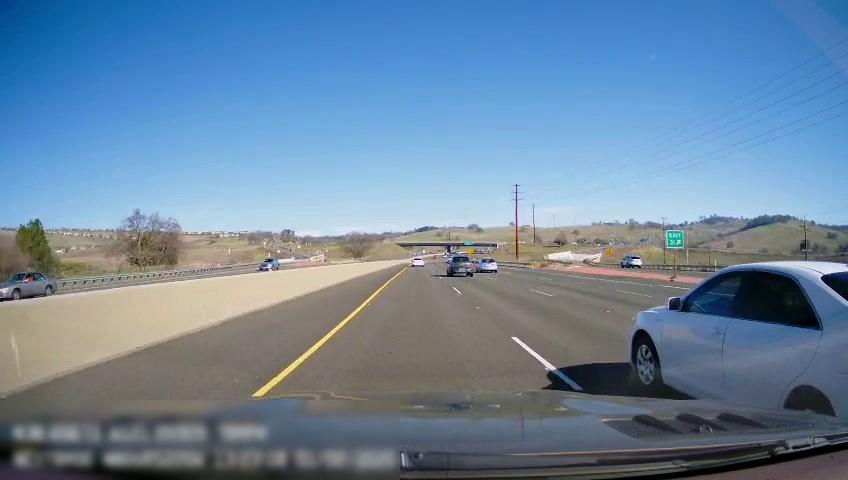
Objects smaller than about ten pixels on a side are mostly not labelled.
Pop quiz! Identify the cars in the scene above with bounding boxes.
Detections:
[446,256,474,277]
[475,257,497,273]
[0,271,58,300]
[626,262,848,420]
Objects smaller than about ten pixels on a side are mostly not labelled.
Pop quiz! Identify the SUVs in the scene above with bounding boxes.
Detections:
[620,255,642,268]
[257,258,278,271]
[412,256,424,267]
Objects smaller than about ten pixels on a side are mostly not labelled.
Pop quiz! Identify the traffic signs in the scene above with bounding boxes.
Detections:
[665,229,685,249]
